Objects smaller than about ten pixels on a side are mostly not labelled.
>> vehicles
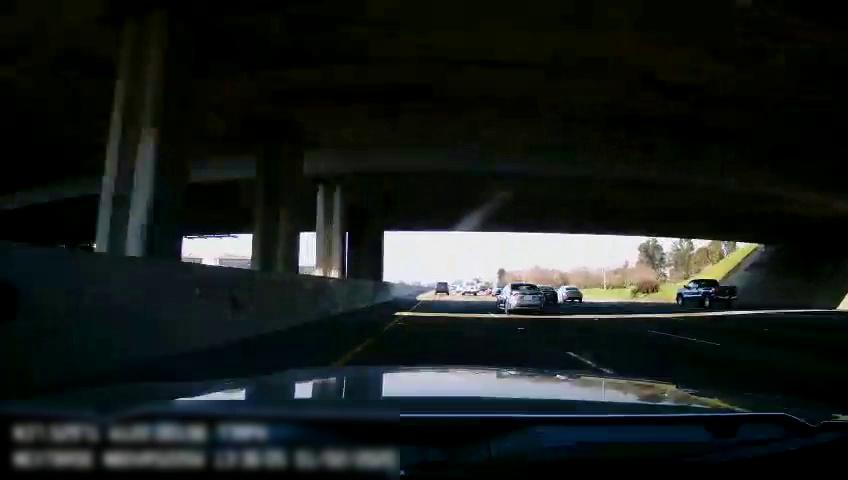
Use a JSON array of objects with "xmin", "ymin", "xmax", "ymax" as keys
[
  {"xmin": 461, "ymin": 279, "xmax": 478, "ymax": 296},
  {"xmin": 676, "ymin": 277, "xmax": 738, "ymax": 309},
  {"xmin": 434, "ymin": 281, "xmax": 450, "ymax": 296},
  {"xmin": 494, "ymin": 283, "xmax": 543, "ymax": 315},
  {"xmin": 538, "ymin": 285, "xmax": 559, "ymax": 306},
  {"xmin": 557, "ymin": 285, "xmax": 583, "ymax": 303}
]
